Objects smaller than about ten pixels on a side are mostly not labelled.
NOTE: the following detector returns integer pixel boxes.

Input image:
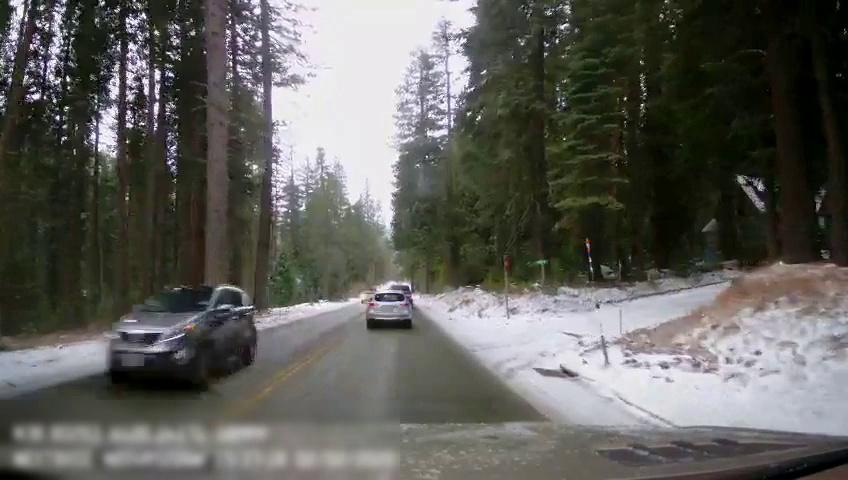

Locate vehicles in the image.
[388,283,414,310]
[106,281,259,391]
[366,288,414,329]
[360,289,379,305]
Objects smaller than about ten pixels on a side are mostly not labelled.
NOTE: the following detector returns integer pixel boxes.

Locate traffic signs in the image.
[536,259,549,265]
